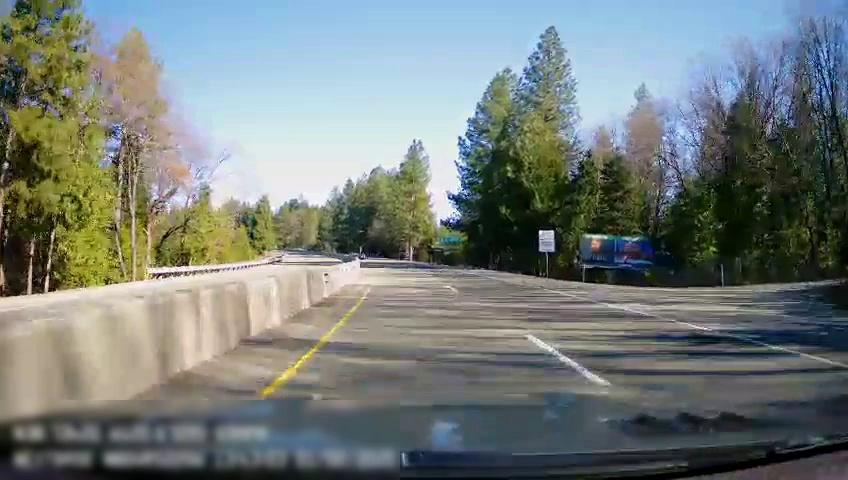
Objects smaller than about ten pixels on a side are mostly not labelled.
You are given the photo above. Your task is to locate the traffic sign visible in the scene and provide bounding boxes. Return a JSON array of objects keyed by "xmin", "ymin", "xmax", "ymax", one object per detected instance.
[{"xmin": 538, "ymin": 230, "xmax": 555, "ymax": 253}]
